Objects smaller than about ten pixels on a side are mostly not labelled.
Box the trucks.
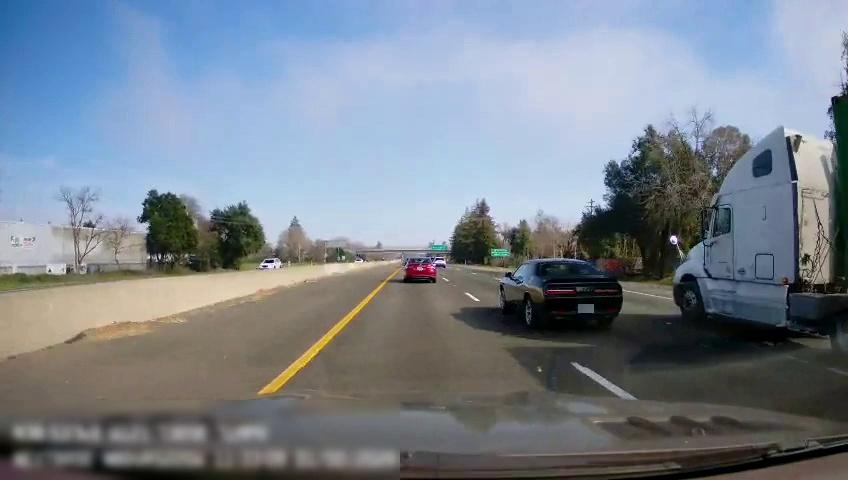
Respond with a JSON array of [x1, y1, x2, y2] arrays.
[[667, 94, 848, 368]]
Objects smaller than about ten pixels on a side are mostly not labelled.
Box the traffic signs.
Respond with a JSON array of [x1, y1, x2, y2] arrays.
[[490, 246, 511, 257]]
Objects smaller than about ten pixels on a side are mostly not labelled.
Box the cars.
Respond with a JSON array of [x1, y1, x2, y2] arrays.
[[256, 258, 283, 271], [403, 258, 437, 283], [496, 257, 625, 331], [433, 257, 447, 269]]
